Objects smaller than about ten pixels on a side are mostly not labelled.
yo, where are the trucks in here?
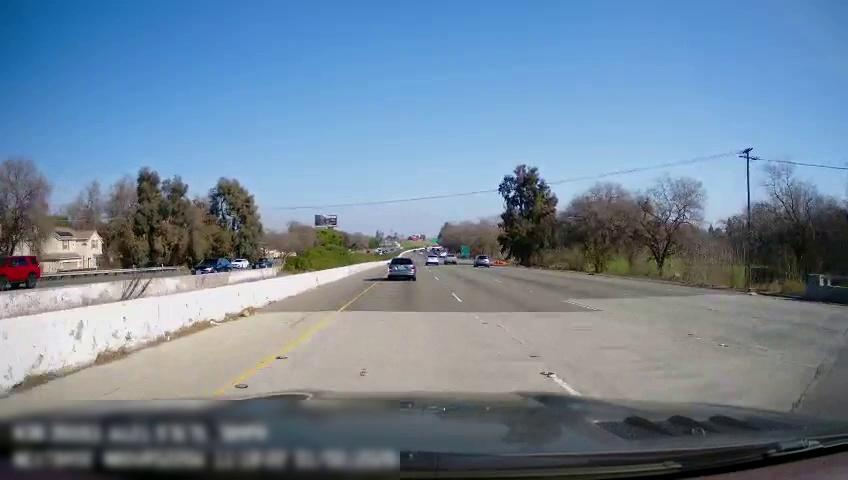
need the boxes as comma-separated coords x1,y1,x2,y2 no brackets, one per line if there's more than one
444,254,458,265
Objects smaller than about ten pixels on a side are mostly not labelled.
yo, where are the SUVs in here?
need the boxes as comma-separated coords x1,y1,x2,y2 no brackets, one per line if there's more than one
425,254,439,266
0,254,41,291
473,254,490,268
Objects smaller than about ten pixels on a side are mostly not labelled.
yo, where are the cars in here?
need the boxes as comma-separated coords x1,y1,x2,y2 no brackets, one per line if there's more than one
386,258,416,281
230,258,250,270
251,258,273,269
190,257,234,275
